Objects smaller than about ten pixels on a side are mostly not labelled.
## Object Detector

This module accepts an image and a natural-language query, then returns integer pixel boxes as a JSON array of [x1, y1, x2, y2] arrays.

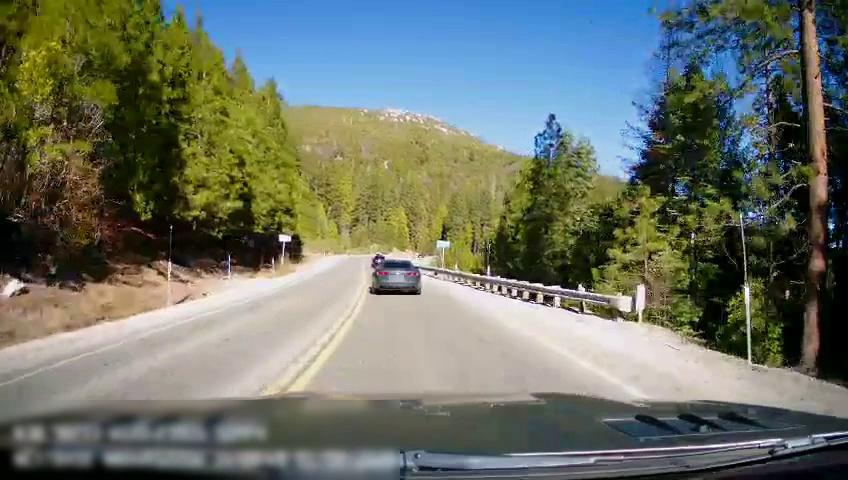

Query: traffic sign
[[437, 239, 450, 248]]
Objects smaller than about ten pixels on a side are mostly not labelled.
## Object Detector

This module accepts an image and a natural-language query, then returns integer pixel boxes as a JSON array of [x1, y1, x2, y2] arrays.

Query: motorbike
[[372, 252, 388, 266]]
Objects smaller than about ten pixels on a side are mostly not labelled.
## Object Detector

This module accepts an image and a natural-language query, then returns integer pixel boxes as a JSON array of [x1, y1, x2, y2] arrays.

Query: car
[[370, 258, 422, 295]]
